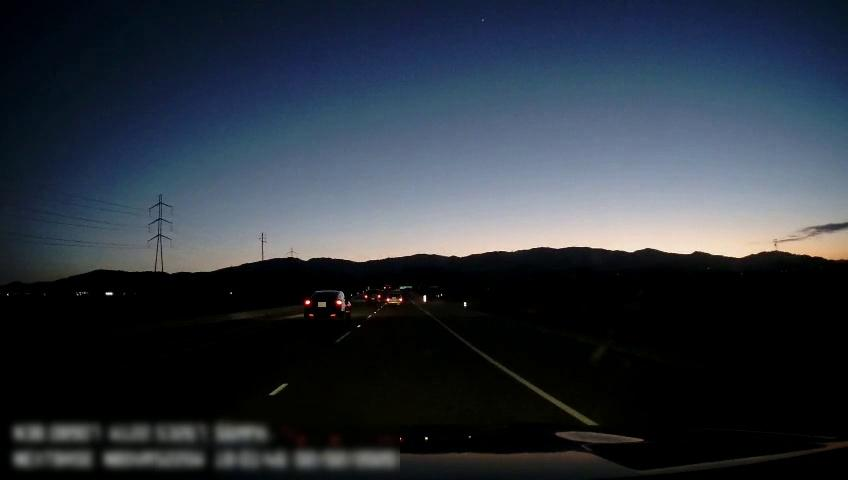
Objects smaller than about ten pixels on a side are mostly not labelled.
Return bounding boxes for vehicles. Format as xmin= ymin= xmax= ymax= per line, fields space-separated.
xmin=303 ymin=290 xmax=354 ymax=329
xmin=361 ymin=287 xmax=382 ymax=302
xmin=385 ymin=291 xmax=404 ymax=306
